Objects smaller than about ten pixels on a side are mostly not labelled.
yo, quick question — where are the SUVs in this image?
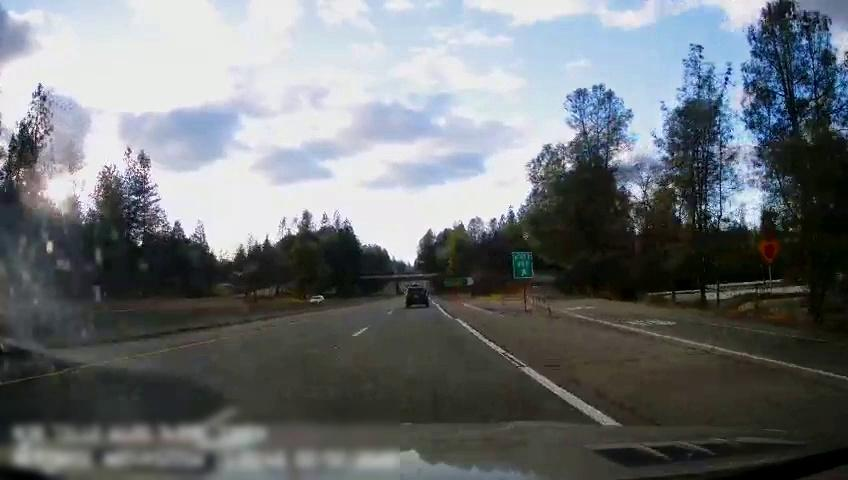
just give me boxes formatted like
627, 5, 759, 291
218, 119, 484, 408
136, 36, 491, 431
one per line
405, 284, 429, 308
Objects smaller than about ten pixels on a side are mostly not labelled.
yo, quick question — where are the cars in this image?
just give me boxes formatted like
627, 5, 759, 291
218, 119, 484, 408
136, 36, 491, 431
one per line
307, 295, 326, 305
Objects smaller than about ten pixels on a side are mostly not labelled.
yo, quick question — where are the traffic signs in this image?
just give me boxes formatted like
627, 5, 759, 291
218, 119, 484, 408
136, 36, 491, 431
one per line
511, 251, 534, 279
759, 239, 780, 263
443, 276, 465, 287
